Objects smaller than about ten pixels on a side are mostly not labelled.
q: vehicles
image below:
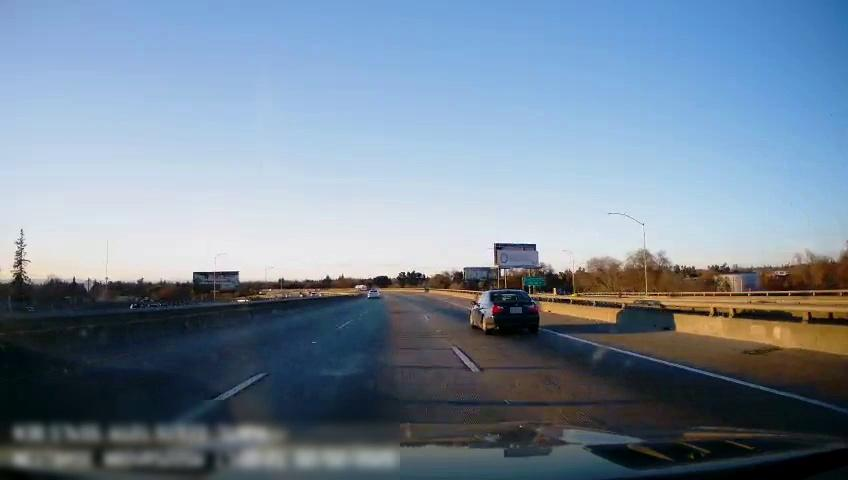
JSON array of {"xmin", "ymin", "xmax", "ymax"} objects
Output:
[
  {"xmin": 469, "ymin": 289, "xmax": 540, "ymax": 336},
  {"xmin": 367, "ymin": 289, "xmax": 381, "ymax": 300},
  {"xmin": 129, "ymin": 299, "xmax": 162, "ymax": 309},
  {"xmin": 355, "ymin": 284, "xmax": 367, "ymax": 291}
]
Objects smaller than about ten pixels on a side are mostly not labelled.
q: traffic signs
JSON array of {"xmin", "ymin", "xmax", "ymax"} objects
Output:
[{"xmin": 523, "ymin": 275, "xmax": 546, "ymax": 286}]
